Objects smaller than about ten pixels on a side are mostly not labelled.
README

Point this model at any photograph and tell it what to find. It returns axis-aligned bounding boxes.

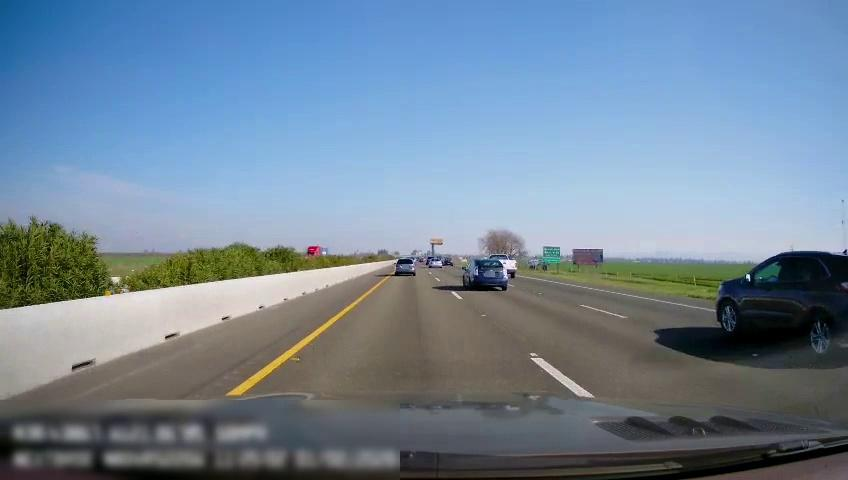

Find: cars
[461,259,508,292]
[428,257,443,269]
[395,257,417,276]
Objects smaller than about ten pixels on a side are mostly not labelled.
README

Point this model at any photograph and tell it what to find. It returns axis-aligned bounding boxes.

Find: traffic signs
[543,246,560,264]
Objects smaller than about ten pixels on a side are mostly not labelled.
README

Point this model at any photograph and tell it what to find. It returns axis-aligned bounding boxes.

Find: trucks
[490,254,519,279]
[305,245,329,258]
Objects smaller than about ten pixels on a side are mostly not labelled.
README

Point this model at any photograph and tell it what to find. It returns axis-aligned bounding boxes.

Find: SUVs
[714,250,848,364]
